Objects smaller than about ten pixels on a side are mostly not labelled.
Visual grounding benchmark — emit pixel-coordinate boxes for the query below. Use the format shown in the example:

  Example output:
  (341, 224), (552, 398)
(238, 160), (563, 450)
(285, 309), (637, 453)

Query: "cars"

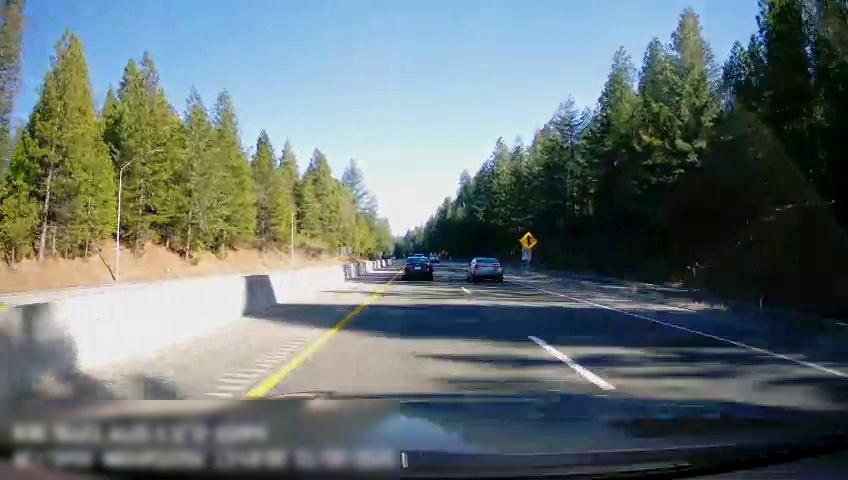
(404, 255), (434, 282)
(468, 257), (504, 283)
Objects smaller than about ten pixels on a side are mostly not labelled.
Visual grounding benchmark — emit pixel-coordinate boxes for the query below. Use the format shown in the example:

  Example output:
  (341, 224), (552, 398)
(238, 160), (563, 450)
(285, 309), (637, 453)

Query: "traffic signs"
(519, 231), (539, 251)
